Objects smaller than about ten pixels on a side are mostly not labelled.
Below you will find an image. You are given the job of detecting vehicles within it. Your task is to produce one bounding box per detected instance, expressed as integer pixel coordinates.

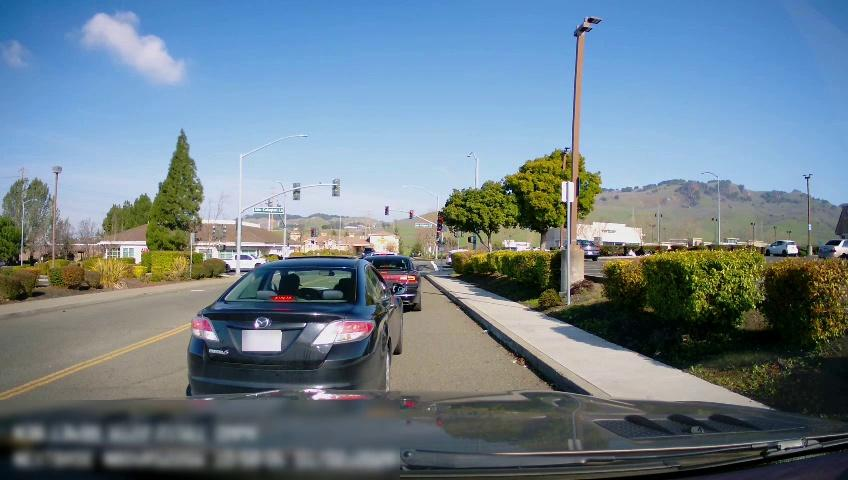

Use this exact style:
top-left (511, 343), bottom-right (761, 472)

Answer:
top-left (764, 239), bottom-right (799, 256)
top-left (817, 237), bottom-right (848, 270)
top-left (361, 245), bottom-right (374, 255)
top-left (184, 255), bottom-right (405, 396)
top-left (220, 252), bottom-right (267, 272)
top-left (367, 255), bottom-right (424, 311)
top-left (577, 237), bottom-right (602, 260)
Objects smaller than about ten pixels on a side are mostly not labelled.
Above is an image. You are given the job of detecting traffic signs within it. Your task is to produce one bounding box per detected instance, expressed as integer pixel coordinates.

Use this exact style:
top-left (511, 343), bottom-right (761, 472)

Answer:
top-left (254, 205), bottom-right (285, 216)
top-left (417, 222), bottom-right (433, 229)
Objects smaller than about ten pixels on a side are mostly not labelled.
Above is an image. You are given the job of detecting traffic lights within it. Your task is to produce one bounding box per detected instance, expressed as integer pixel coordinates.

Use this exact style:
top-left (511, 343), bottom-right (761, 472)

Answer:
top-left (291, 183), bottom-right (300, 201)
top-left (331, 179), bottom-right (340, 196)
